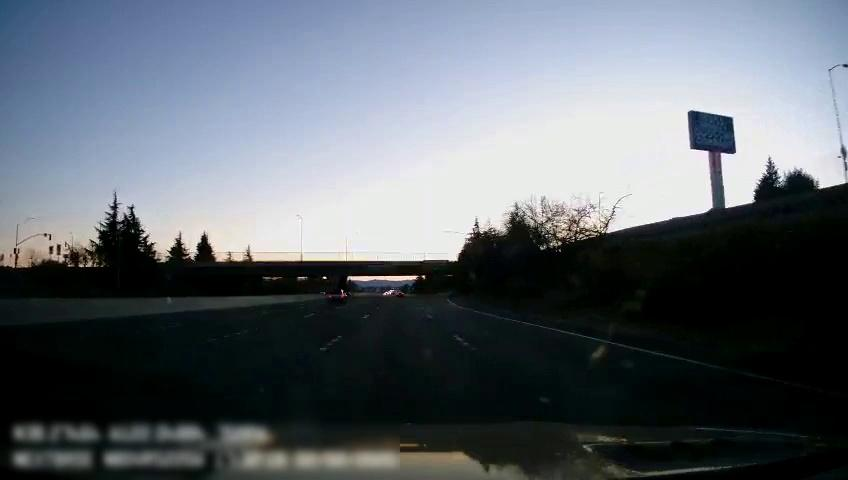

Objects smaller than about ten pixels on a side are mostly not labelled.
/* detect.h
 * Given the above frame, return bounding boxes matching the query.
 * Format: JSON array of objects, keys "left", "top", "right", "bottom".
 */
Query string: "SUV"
[{"left": 328, "top": 288, "right": 347, "bottom": 304}]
